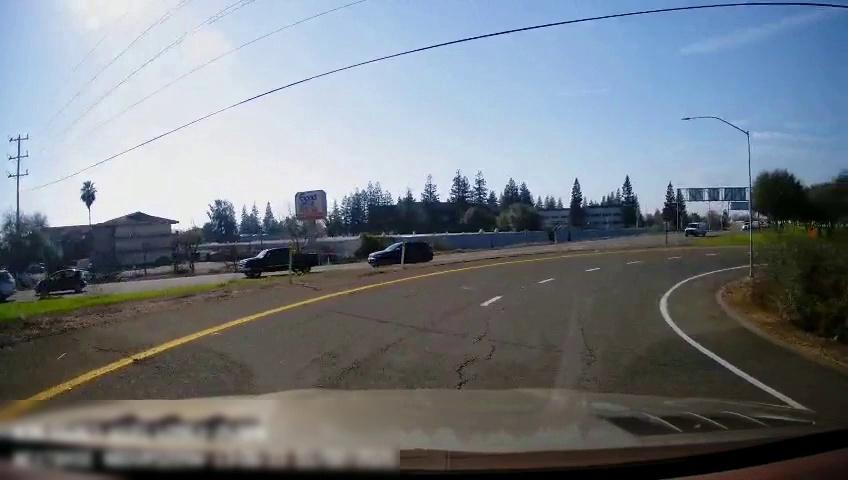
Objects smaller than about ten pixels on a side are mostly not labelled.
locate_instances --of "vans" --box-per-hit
[684,222,708,237]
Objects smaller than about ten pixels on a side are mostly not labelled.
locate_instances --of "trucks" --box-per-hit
[239,246,320,279]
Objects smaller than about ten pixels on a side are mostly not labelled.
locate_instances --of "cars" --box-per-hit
[367,241,433,265]
[36,271,87,294]
[0,268,15,301]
